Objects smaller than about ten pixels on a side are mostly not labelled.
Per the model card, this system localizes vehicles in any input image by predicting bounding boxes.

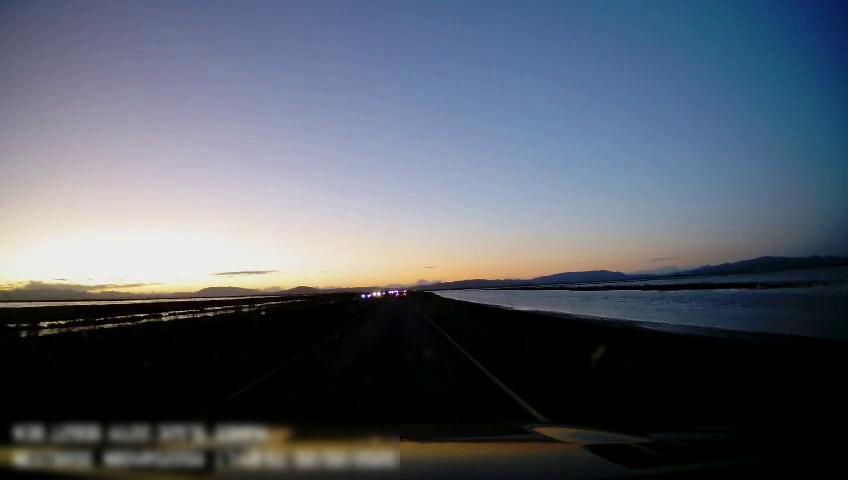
[372,290,382,299]
[360,292,372,301]
[395,289,407,298]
